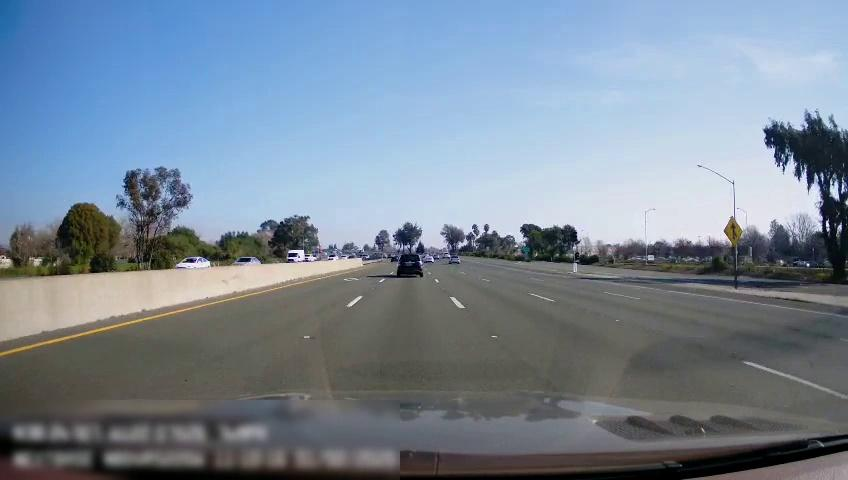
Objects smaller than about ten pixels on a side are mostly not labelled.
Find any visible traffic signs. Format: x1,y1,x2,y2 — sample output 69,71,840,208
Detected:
723,216,744,248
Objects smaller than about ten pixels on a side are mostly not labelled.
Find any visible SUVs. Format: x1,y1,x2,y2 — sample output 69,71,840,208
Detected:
395,253,423,278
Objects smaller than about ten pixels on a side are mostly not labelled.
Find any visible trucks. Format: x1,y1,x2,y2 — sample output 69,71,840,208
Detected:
303,253,317,264
286,248,305,263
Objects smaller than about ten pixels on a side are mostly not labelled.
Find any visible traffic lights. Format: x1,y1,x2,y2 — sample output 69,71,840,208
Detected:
570,231,577,242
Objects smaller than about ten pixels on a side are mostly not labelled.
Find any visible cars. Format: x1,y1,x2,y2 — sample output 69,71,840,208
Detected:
230,255,262,267
448,255,461,265
175,255,211,269
423,255,434,264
